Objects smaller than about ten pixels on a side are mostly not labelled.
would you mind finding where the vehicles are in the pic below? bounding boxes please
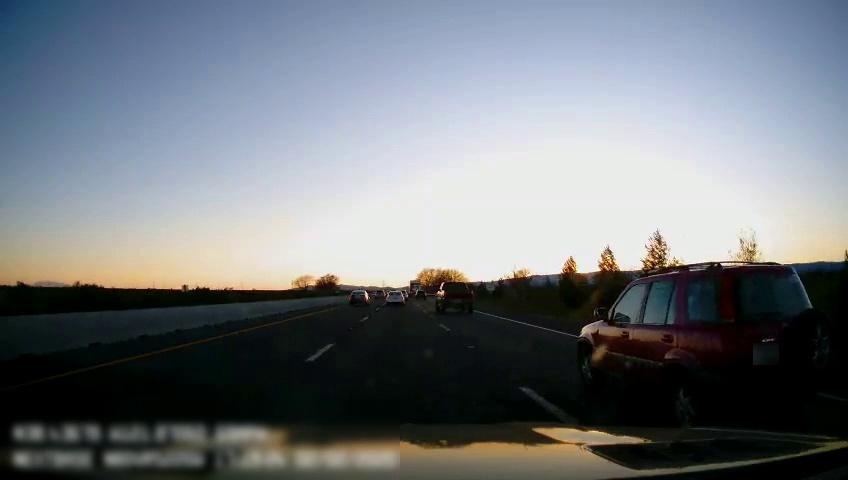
[408,280,420,298]
[374,289,387,300]
[348,289,371,306]
[385,290,405,305]
[574,261,837,427]
[397,289,409,303]
[435,281,474,315]
[415,289,427,301]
